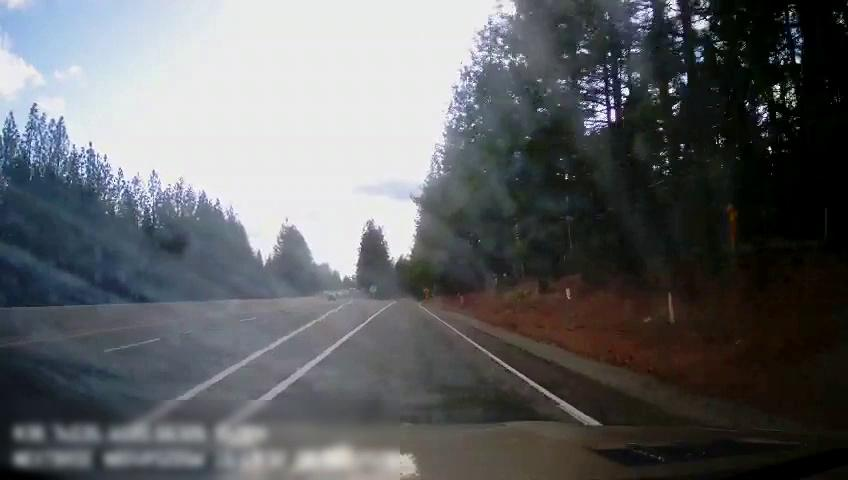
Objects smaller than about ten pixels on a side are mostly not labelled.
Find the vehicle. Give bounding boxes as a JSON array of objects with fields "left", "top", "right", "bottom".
[{"left": 326, "top": 291, "right": 338, "bottom": 302}]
